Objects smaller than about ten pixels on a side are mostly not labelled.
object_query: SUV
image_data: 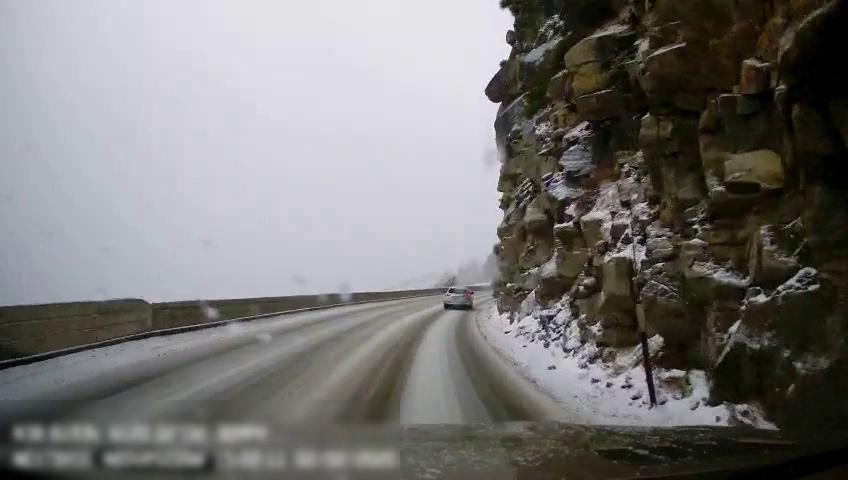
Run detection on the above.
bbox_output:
[443,285,476,310]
